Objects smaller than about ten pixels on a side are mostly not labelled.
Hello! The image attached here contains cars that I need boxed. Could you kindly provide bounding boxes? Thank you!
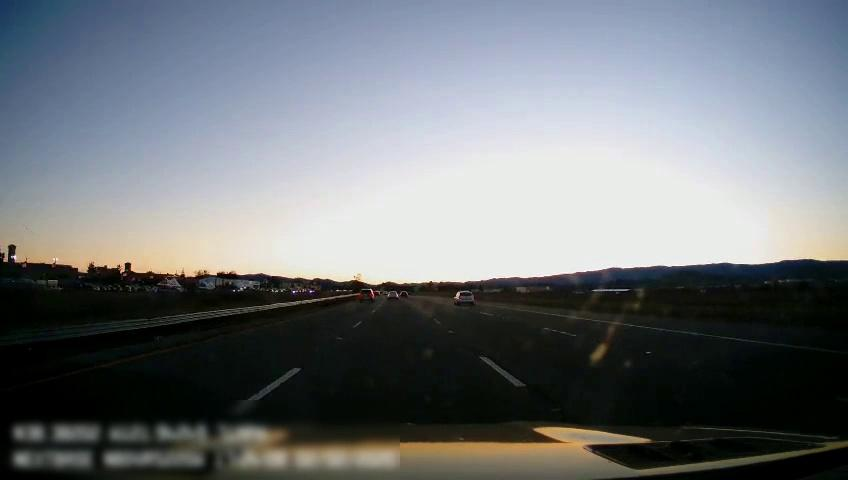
[387,291,399,301]
[399,290,409,299]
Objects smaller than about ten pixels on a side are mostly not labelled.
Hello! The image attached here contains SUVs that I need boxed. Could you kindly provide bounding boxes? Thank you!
[453,291,475,307]
[359,289,374,303]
